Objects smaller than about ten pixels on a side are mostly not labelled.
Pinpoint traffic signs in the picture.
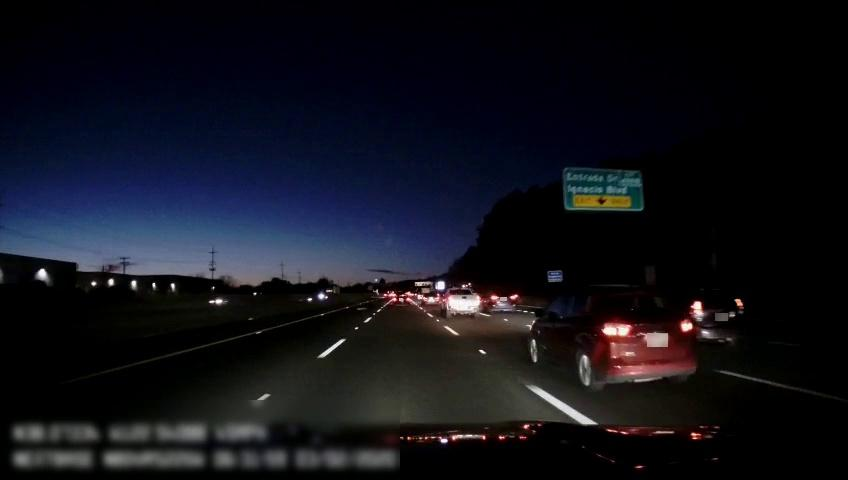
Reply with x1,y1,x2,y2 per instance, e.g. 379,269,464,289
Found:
561,166,647,214
548,270,564,283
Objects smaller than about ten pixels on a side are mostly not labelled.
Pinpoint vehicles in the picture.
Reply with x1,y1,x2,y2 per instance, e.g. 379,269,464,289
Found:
420,291,441,306
481,291,516,313
391,294,411,306
439,286,479,318
527,281,698,395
